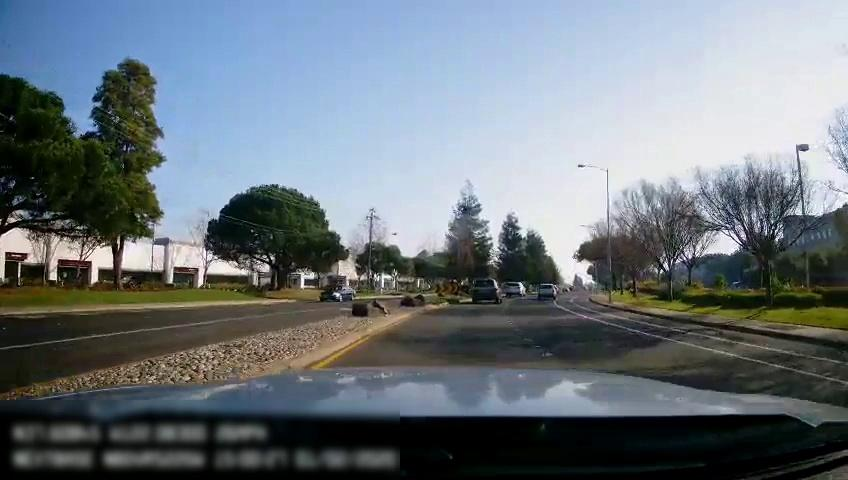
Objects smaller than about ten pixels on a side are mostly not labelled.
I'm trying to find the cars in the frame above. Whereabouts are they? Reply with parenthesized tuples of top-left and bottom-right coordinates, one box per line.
(318, 284, 357, 302)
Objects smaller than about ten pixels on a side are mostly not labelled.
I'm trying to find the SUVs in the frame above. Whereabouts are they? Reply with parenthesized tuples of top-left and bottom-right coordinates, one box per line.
(504, 281, 527, 298)
(537, 283, 557, 301)
(470, 277, 503, 305)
